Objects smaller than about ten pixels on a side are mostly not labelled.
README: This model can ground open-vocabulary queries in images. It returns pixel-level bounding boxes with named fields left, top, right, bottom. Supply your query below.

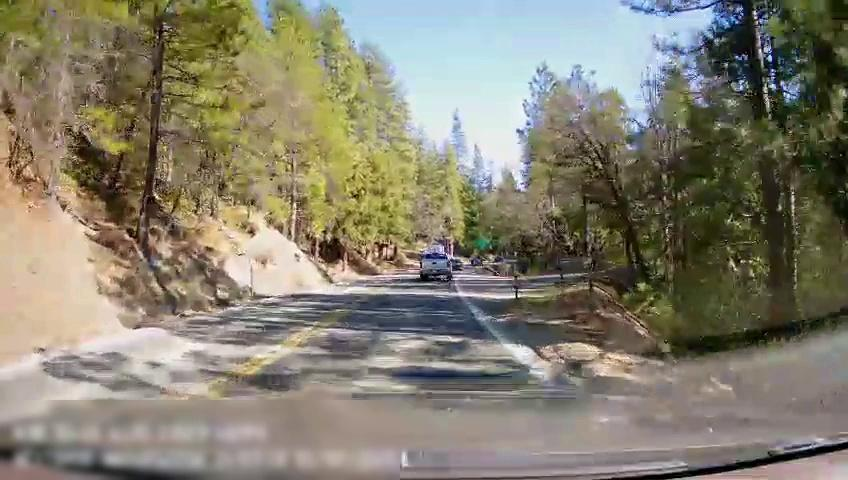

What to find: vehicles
left=431, top=243, right=446, bottom=255
left=419, top=250, right=454, bottom=281
left=470, top=256, right=483, bottom=266
left=448, top=258, right=464, bottom=271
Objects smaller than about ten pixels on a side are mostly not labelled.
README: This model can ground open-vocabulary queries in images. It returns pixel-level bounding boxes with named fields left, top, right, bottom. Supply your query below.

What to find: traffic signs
left=470, top=238, right=492, bottom=249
